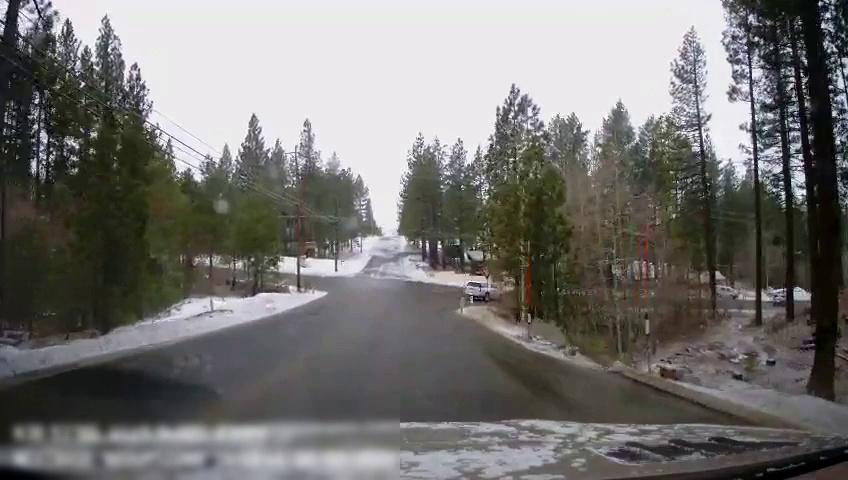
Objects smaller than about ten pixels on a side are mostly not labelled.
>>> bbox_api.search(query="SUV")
[464,281,504,303]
